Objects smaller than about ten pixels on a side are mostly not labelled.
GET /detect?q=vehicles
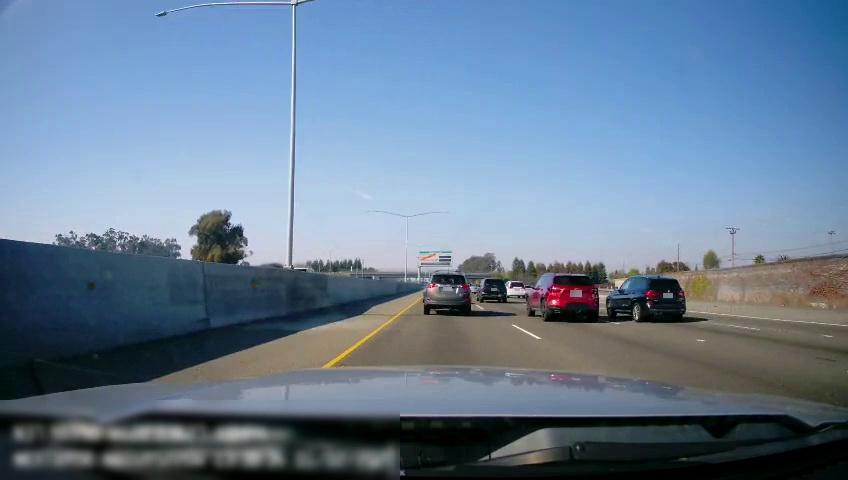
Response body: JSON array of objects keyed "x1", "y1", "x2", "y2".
[
  {"x1": 506, "y1": 280, "x2": 526, "y2": 298},
  {"x1": 475, "y1": 278, "x2": 507, "y2": 304},
  {"x1": 605, "y1": 274, "x2": 688, "y2": 323},
  {"x1": 524, "y1": 272, "x2": 600, "y2": 323},
  {"x1": 470, "y1": 282, "x2": 478, "y2": 294},
  {"x1": 294, "y1": 267, "x2": 314, "y2": 273},
  {"x1": 423, "y1": 269, "x2": 472, "y2": 316}
]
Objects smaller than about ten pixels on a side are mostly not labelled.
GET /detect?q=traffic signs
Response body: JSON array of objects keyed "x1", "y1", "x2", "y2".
[{"x1": 418, "y1": 250, "x2": 453, "y2": 268}]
